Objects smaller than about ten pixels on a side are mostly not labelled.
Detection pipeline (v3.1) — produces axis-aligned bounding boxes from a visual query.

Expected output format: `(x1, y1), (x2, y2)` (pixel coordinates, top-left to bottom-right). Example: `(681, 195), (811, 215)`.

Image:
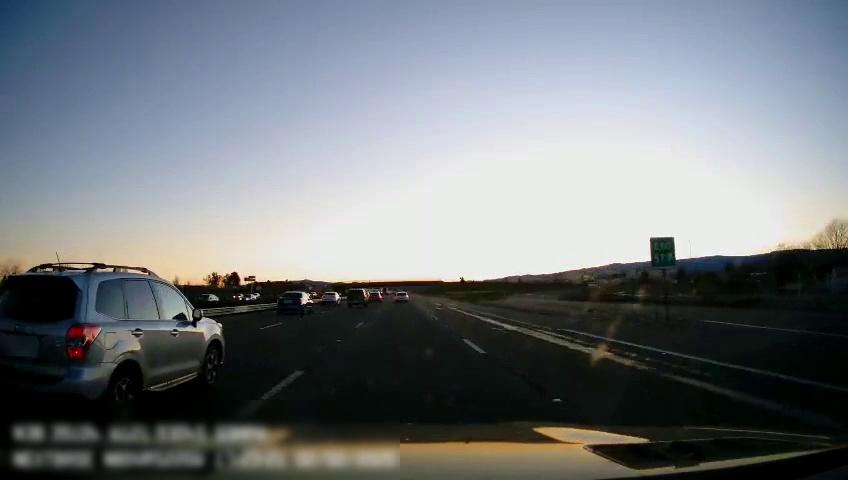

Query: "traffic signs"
(650, 237), (678, 271)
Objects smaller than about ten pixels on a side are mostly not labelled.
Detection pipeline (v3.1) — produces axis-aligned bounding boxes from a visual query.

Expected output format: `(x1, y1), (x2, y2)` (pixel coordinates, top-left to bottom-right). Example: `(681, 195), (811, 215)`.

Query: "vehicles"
(233, 294), (244, 301)
(367, 292), (382, 303)
(0, 270), (228, 440)
(346, 290), (368, 308)
(321, 292), (341, 307)
(277, 291), (314, 317)
(394, 291), (409, 303)
(197, 293), (220, 306)
(239, 294), (258, 304)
